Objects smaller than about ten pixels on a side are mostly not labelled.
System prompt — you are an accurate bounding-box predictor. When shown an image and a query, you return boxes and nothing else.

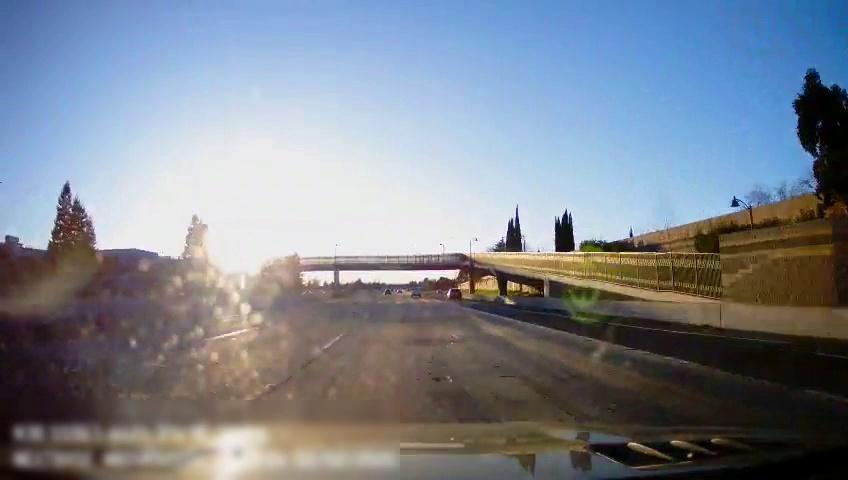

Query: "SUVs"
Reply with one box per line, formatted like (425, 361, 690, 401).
(383, 288, 393, 296)
(446, 287, 464, 300)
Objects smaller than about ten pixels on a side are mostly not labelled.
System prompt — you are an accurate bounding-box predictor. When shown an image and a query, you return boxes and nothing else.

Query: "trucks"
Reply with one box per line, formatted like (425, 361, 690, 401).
(409, 287, 423, 298)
